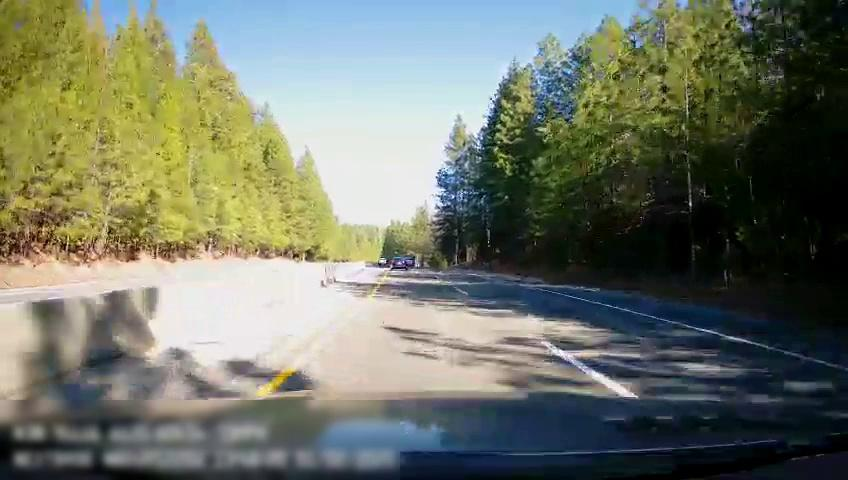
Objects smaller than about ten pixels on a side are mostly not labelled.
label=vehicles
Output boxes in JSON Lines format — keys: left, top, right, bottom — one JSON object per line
{"left": 390, "top": 258, "right": 408, "bottom": 271}
{"left": 405, "top": 257, "right": 417, "bottom": 267}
